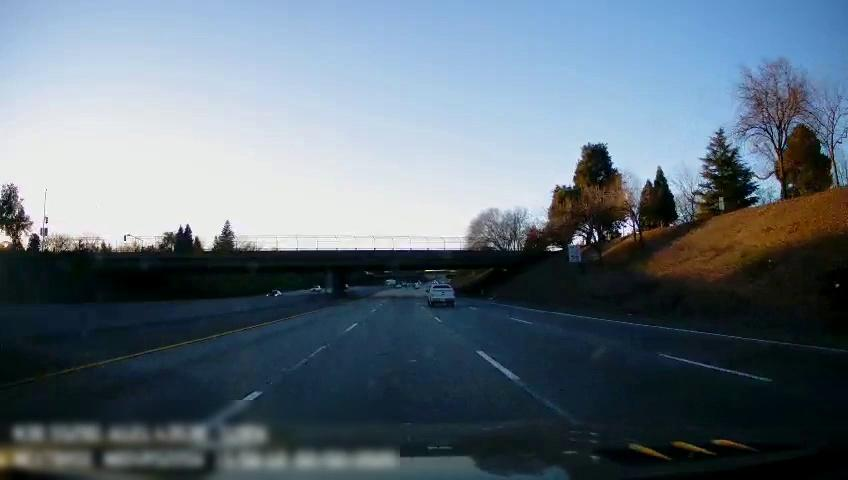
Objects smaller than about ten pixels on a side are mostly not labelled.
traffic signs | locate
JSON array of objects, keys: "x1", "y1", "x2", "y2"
[{"x1": 567, "y1": 245, "x2": 583, "y2": 264}]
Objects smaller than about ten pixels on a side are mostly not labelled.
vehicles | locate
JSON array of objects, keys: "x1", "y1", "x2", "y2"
[
  {"x1": 427, "y1": 282, "x2": 456, "y2": 307},
  {"x1": 265, "y1": 290, "x2": 282, "y2": 297},
  {"x1": 385, "y1": 280, "x2": 396, "y2": 287},
  {"x1": 310, "y1": 285, "x2": 322, "y2": 293}
]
